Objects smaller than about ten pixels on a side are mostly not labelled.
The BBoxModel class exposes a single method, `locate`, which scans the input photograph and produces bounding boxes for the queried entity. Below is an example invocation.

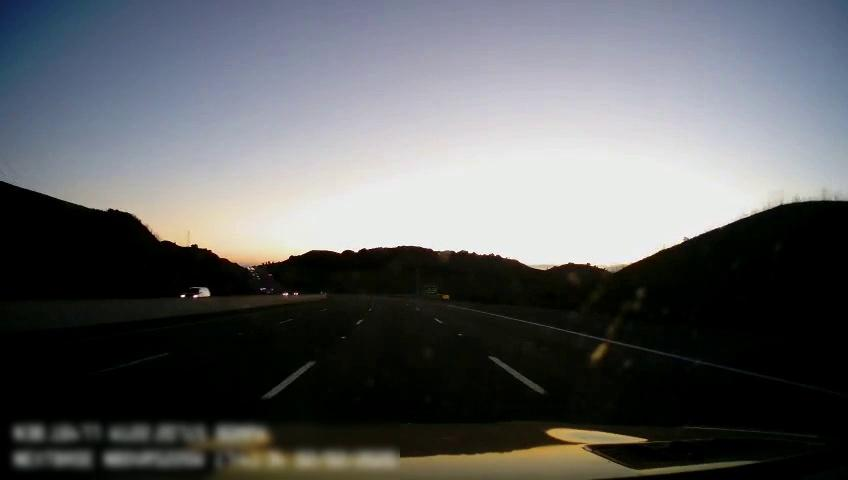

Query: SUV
[180,286,212,299]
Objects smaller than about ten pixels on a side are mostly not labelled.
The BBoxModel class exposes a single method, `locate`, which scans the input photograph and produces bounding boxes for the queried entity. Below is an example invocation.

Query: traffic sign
[424,284,438,295]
